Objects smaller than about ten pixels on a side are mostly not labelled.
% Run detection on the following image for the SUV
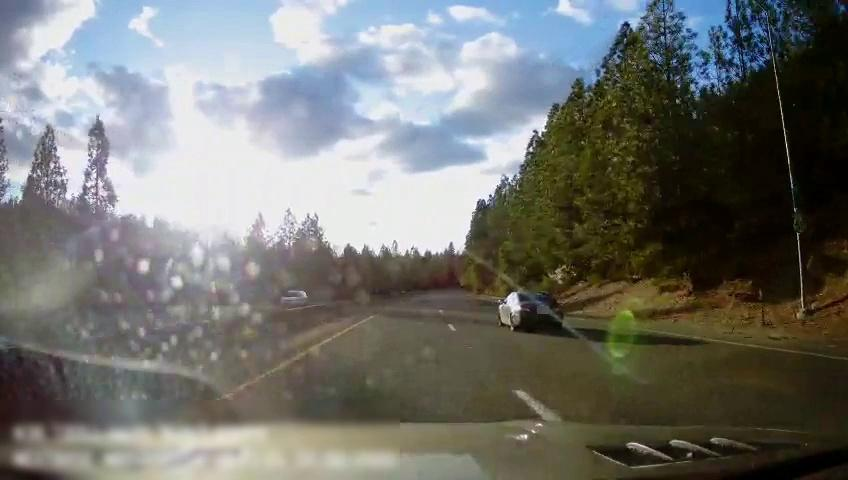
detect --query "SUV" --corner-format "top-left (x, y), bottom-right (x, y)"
top-left (281, 290), bottom-right (310, 307)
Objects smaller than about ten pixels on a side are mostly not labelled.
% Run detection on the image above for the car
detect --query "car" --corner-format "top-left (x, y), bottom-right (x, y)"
top-left (497, 290), bottom-right (564, 333)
